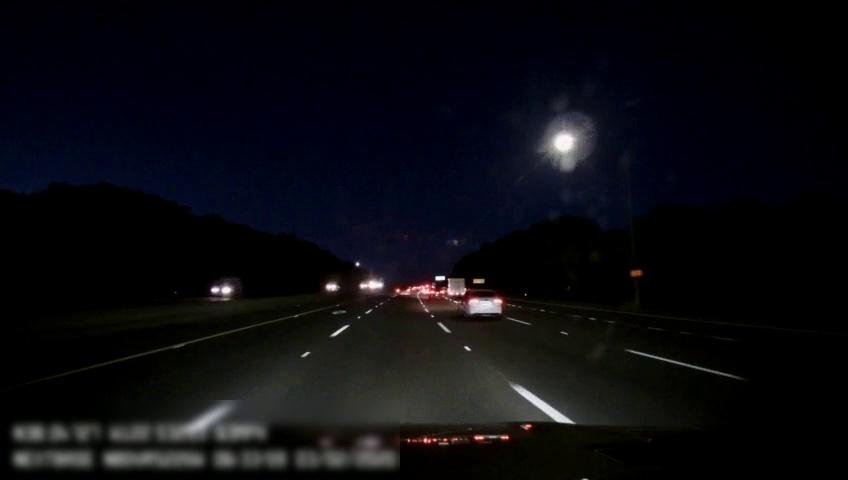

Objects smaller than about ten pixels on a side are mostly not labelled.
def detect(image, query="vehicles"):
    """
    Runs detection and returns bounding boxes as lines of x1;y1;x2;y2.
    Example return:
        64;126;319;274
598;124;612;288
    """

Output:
447;278;465;301
208;277;243;297
429;287;446;301
460;288;503;321
396;285;411;297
